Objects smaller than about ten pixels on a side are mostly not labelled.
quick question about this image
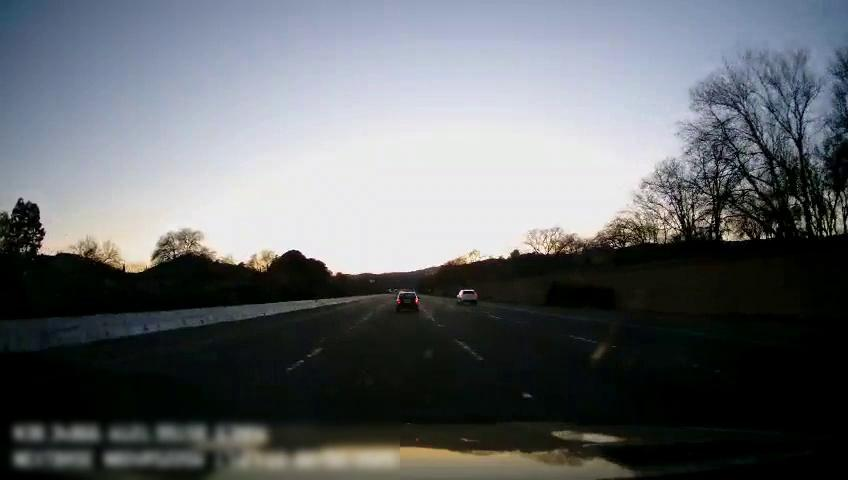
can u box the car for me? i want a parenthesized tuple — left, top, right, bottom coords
(395, 291, 420, 312)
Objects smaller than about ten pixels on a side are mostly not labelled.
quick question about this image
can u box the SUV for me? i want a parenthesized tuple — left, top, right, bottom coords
(456, 289, 478, 306)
